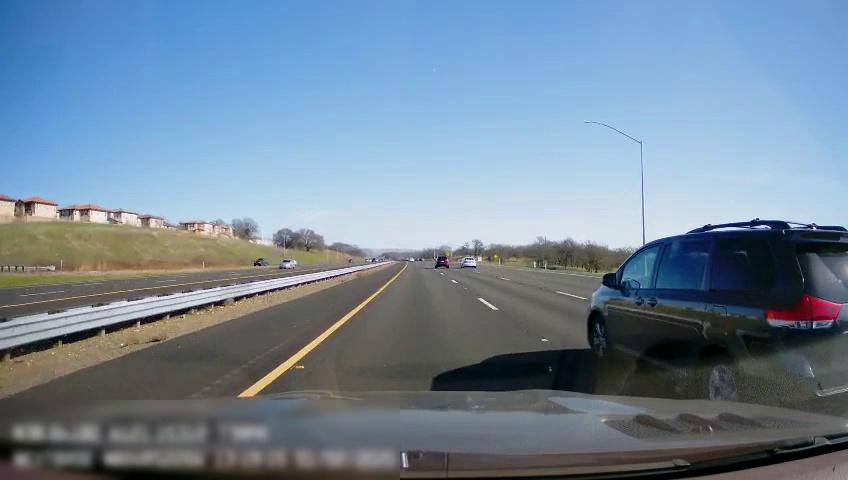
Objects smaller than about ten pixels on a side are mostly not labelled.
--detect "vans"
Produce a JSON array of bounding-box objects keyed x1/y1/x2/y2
[{"x1": 583, "y1": 229, "x2": 848, "y2": 419}]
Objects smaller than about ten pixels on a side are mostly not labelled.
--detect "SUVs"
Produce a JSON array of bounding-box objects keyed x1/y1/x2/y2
[{"x1": 253, "y1": 257, "x2": 269, "y2": 267}]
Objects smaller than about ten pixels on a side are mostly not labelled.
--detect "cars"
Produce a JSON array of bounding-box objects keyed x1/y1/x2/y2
[
  {"x1": 279, "y1": 258, "x2": 297, "y2": 270},
  {"x1": 434, "y1": 255, "x2": 449, "y2": 268},
  {"x1": 461, "y1": 256, "x2": 476, "y2": 268}
]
